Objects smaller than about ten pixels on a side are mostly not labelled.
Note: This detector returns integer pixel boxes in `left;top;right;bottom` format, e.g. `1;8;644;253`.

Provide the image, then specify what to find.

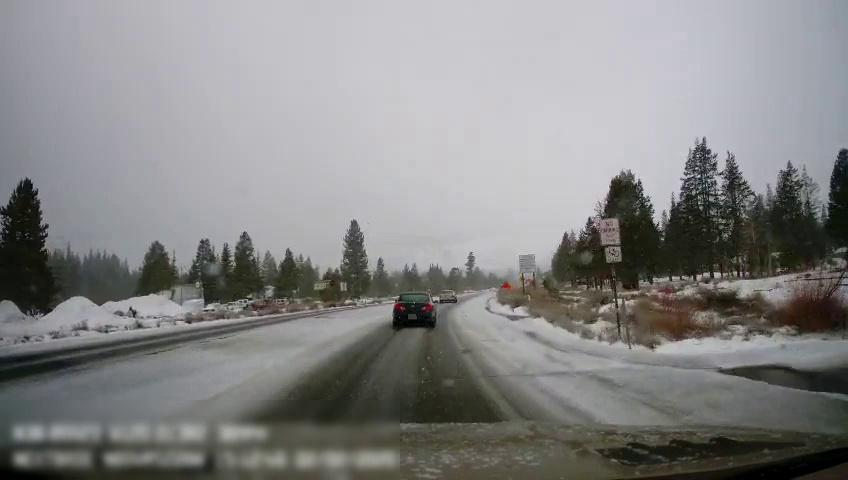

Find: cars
440;290;457;303
393;292;438;327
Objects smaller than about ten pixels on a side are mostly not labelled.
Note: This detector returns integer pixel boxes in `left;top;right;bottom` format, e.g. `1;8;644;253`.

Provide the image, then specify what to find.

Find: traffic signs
605;247;622;263
600;219;621;246
519;254;536;273
501;281;512;291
